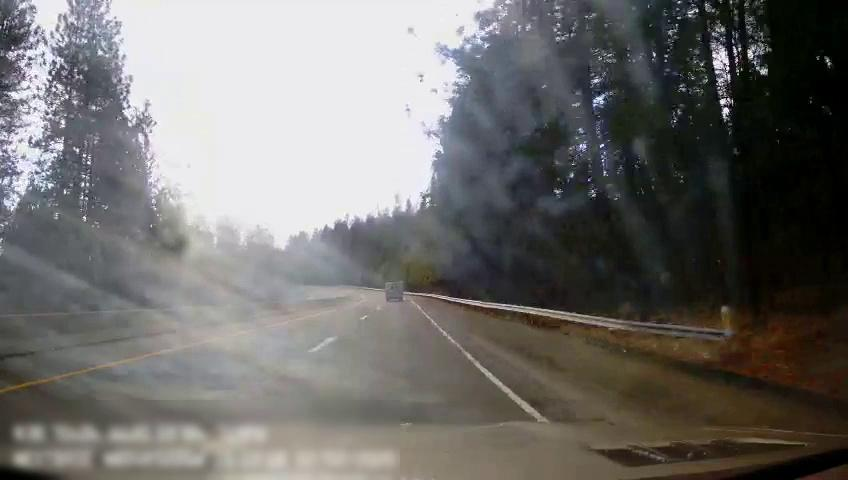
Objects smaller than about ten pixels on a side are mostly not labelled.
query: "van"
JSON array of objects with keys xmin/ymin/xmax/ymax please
[{"xmin": 385, "ymin": 281, "xmax": 404, "ymax": 302}]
